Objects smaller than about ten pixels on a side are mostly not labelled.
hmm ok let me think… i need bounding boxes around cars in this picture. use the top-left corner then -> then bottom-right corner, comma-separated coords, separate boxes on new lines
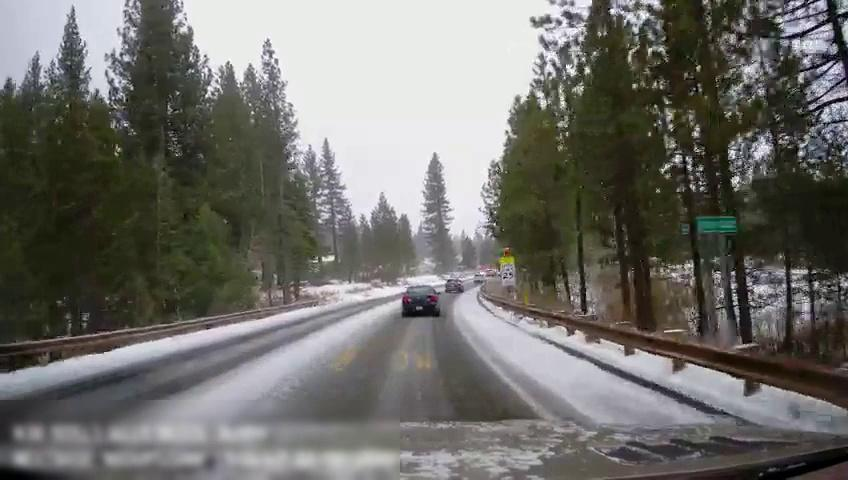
444,277 -> 464,294
401,285 -> 442,318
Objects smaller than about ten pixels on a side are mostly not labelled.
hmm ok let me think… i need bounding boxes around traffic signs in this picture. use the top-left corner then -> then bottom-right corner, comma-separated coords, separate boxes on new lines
499,256 -> 514,265
500,264 -> 515,286
696,215 -> 737,233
